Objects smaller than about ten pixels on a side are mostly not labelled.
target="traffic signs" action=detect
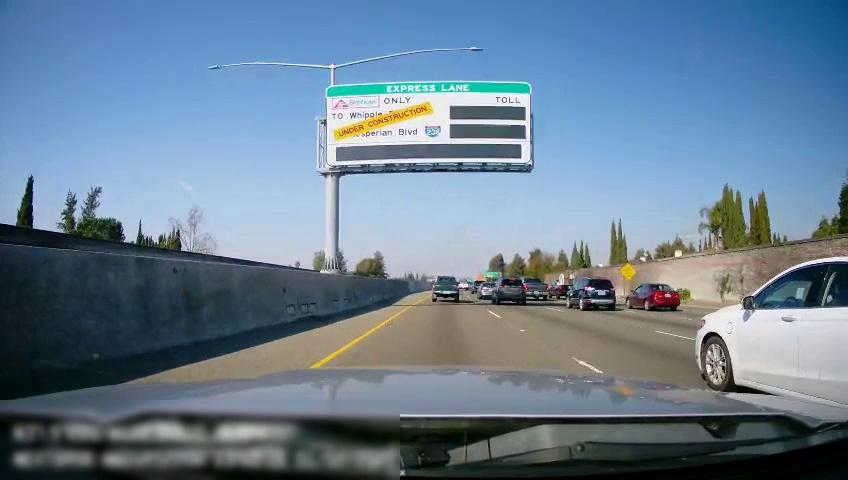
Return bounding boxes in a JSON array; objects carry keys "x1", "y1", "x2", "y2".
[
  {"x1": 325, "y1": 80, "x2": 532, "y2": 165},
  {"x1": 620, "y1": 263, "x2": 637, "y2": 281},
  {"x1": 484, "y1": 271, "x2": 499, "y2": 279}
]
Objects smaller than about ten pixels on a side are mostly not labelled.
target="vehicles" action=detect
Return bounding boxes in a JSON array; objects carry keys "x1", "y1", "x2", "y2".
[
  {"x1": 625, "y1": 283, "x2": 683, "y2": 312},
  {"x1": 516, "y1": 277, "x2": 548, "y2": 301},
  {"x1": 490, "y1": 277, "x2": 526, "y2": 306},
  {"x1": 693, "y1": 255, "x2": 848, "y2": 411},
  {"x1": 471, "y1": 280, "x2": 485, "y2": 295},
  {"x1": 565, "y1": 278, "x2": 616, "y2": 312},
  {"x1": 548, "y1": 271, "x2": 577, "y2": 300},
  {"x1": 476, "y1": 283, "x2": 496, "y2": 300},
  {"x1": 431, "y1": 275, "x2": 461, "y2": 303}
]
